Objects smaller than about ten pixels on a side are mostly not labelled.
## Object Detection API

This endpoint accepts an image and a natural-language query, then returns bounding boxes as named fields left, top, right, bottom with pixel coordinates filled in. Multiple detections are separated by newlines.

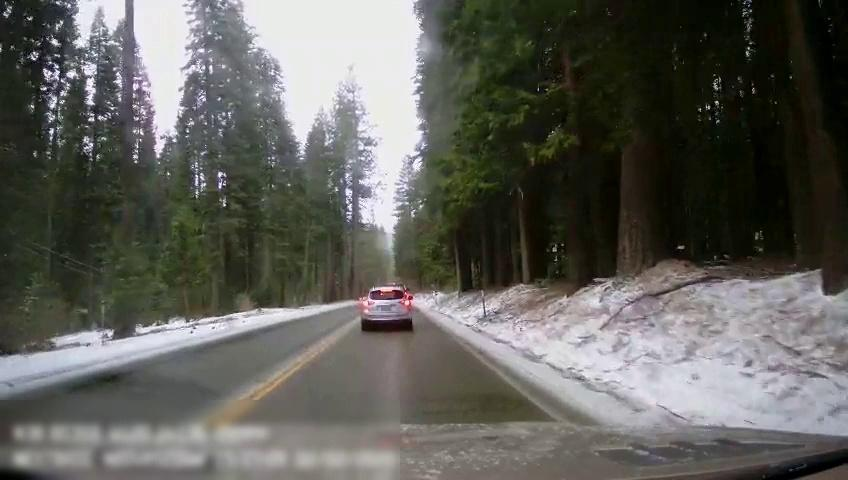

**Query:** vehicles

left=361, top=286, right=414, bottom=332
left=385, top=281, right=410, bottom=293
